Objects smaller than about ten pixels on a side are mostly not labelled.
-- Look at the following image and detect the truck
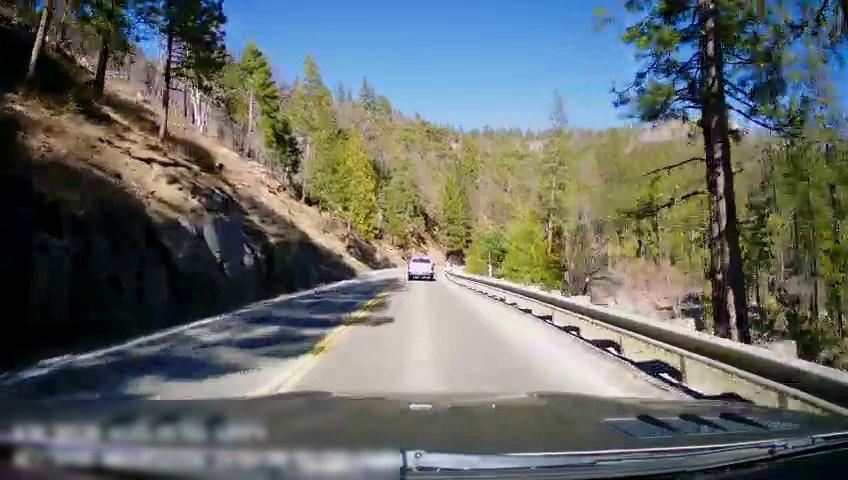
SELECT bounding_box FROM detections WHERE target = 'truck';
[408,256,434,281]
